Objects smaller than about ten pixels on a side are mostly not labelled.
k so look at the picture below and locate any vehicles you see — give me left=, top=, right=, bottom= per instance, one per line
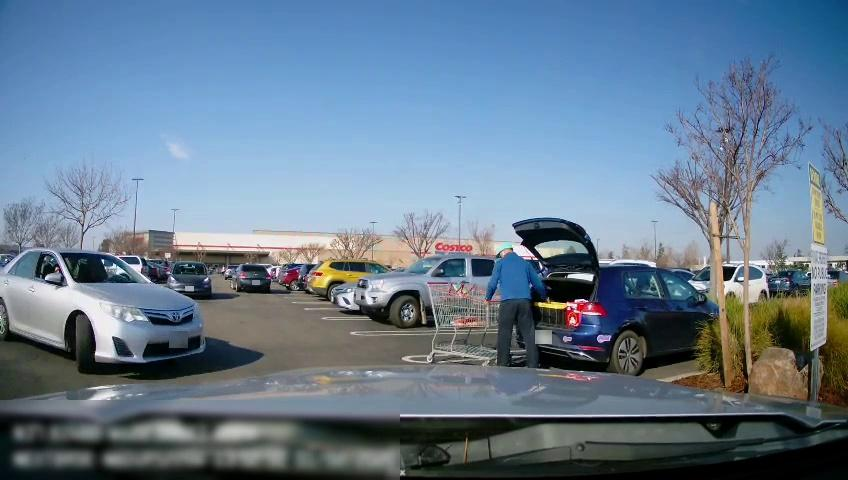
left=355, top=252, right=501, bottom=330
left=766, top=269, right=812, bottom=298
left=669, top=268, right=697, bottom=282
left=281, top=263, right=307, bottom=292
left=510, top=217, right=719, bottom=376
left=221, top=263, right=238, bottom=280
left=688, top=262, right=770, bottom=306
left=304, top=258, right=384, bottom=302
left=0, top=245, right=208, bottom=372
left=334, top=284, right=362, bottom=312
left=230, top=264, right=270, bottom=292
left=607, top=259, right=664, bottom=270
left=116, top=254, right=149, bottom=276
left=296, top=263, right=319, bottom=290
left=166, top=261, right=213, bottom=296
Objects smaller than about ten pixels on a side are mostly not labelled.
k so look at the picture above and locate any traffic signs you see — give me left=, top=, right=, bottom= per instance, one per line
left=807, top=164, right=827, bottom=246
left=809, top=241, right=830, bottom=352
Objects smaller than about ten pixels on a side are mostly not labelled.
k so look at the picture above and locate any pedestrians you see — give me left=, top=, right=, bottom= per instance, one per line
left=483, top=240, right=552, bottom=369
